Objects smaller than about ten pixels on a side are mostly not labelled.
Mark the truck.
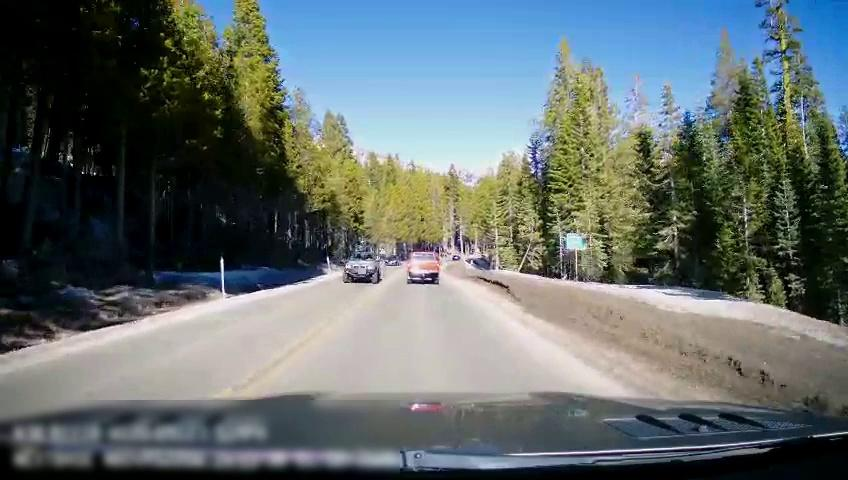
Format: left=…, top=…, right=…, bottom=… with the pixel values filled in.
left=407, top=251, right=441, bottom=285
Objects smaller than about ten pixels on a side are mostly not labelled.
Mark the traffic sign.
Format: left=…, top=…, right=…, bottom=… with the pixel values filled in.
left=565, top=231, right=589, bottom=252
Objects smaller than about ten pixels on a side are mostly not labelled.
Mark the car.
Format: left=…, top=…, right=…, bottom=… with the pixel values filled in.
left=384, top=254, right=400, bottom=266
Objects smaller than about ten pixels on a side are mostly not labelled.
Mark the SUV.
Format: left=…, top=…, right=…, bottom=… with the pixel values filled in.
left=343, top=249, right=383, bottom=284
